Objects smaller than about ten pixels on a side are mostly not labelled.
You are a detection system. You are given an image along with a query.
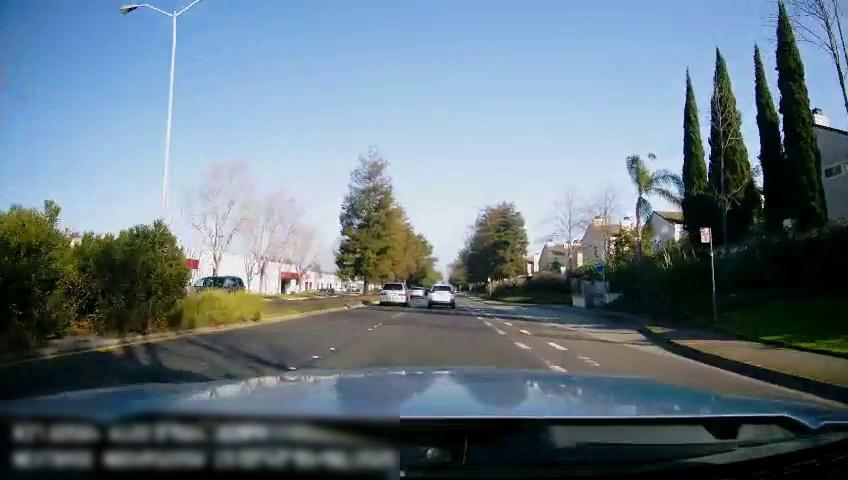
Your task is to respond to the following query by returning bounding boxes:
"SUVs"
[379,281,410,306]
[407,285,426,298]
[426,283,456,309]
[188,275,247,292]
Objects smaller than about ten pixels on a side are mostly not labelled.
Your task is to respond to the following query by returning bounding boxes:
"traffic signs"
[699,226,710,244]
